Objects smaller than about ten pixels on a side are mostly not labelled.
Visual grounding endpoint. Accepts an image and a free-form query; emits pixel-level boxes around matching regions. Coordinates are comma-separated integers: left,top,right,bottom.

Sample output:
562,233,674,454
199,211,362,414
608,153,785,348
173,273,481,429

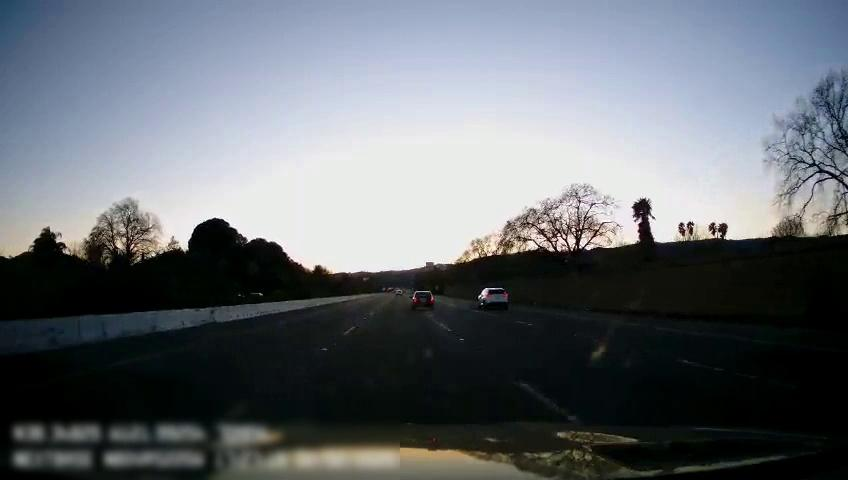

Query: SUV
477,287,509,311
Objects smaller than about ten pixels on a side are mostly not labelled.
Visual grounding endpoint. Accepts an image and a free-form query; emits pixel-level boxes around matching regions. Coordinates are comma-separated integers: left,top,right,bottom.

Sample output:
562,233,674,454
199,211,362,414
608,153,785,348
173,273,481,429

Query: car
411,290,435,310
